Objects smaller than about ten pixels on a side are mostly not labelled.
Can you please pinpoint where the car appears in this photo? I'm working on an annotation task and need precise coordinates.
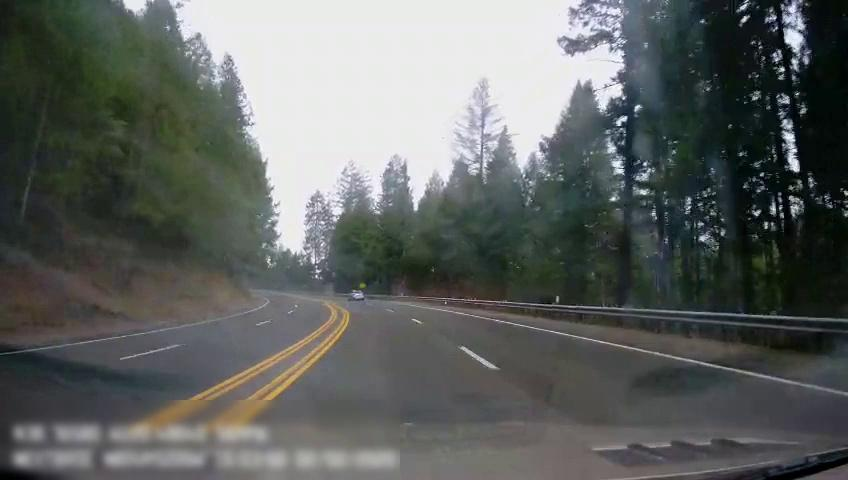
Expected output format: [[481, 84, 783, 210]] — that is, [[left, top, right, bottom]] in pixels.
[[349, 289, 366, 302]]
